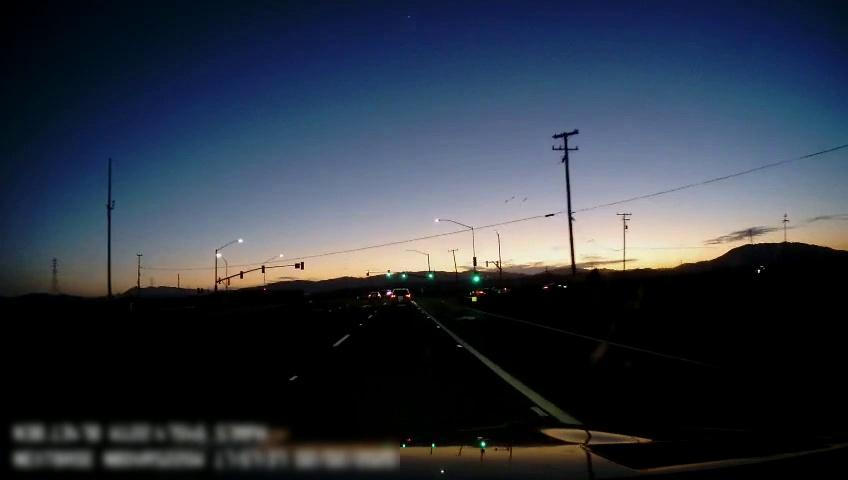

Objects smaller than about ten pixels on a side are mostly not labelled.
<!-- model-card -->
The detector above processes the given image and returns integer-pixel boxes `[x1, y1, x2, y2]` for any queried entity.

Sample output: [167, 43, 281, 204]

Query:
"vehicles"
[481, 288, 501, 296]
[367, 291, 382, 303]
[543, 281, 563, 291]
[391, 287, 412, 307]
